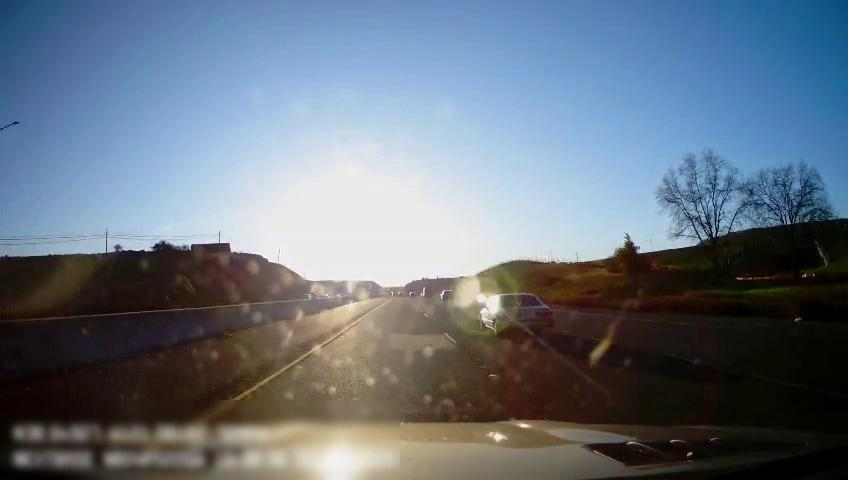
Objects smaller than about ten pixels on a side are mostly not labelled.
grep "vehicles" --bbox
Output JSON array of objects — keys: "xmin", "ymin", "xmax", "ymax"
[
  {"xmin": 440, "ymin": 289, "xmax": 456, "ymax": 302},
  {"xmin": 479, "ymin": 293, "xmax": 553, "ymax": 338},
  {"xmin": 422, "ymin": 287, "xmax": 431, "ymax": 298}
]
